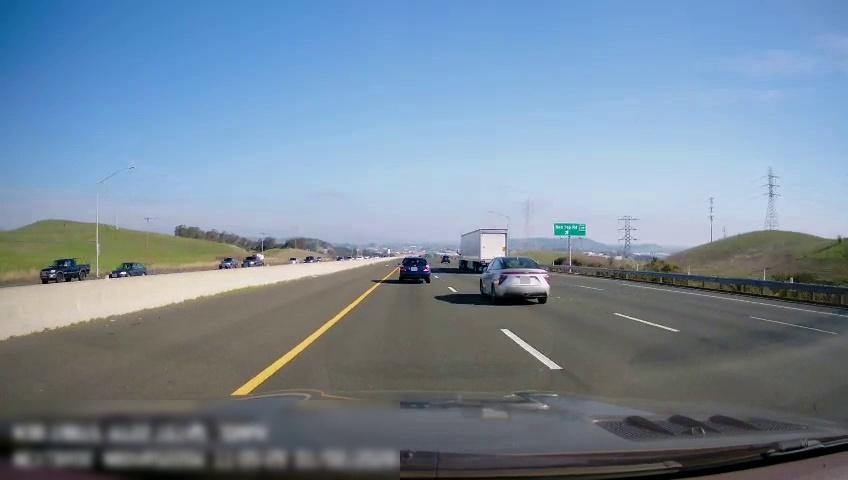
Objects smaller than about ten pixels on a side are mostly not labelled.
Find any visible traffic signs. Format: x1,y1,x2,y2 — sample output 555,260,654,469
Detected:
552,222,587,238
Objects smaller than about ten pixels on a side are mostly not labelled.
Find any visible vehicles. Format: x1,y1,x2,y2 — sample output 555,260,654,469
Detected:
106,262,148,279
217,257,240,270
440,254,451,263
39,258,92,284
240,255,266,269
458,228,512,274
480,256,553,305
398,258,430,283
